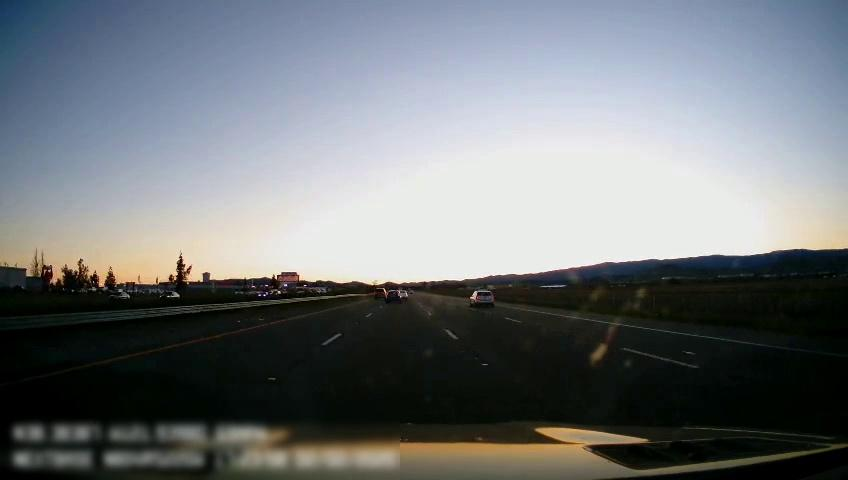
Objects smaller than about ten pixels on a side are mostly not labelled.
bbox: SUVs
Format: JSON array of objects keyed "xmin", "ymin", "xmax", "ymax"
[
  {"xmin": 374, "ymin": 288, "xmax": 387, "ymax": 299},
  {"xmin": 469, "ymin": 290, "xmax": 495, "ymax": 308}
]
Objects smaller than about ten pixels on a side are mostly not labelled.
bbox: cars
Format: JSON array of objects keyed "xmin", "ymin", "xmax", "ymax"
[
  {"xmin": 398, "ymin": 289, "xmax": 409, "ymax": 301},
  {"xmin": 385, "ymin": 290, "xmax": 402, "ymax": 305},
  {"xmin": 160, "ymin": 291, "xmax": 180, "ymax": 300},
  {"xmin": 109, "ymin": 291, "xmax": 132, "ymax": 300}
]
